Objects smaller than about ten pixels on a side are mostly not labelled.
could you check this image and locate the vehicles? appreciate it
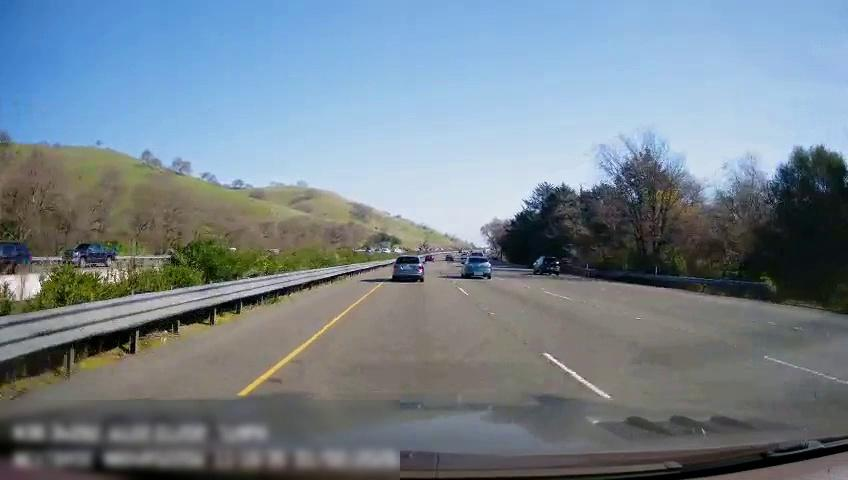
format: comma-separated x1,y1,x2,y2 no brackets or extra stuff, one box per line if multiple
0,239,32,276
471,252,483,256
392,255,424,282
460,256,492,280
62,242,116,269
532,255,560,276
